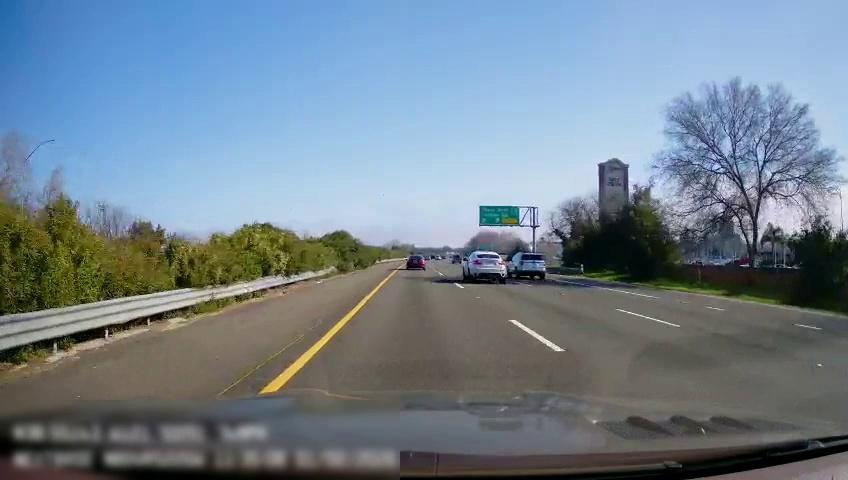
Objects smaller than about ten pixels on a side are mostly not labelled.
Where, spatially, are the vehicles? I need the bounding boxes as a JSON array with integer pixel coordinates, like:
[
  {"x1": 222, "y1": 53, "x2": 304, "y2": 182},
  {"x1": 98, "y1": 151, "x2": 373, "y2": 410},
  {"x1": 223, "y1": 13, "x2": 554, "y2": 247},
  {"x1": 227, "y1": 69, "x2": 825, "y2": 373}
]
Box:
[
  {"x1": 405, "y1": 255, "x2": 425, "y2": 271},
  {"x1": 463, "y1": 252, "x2": 507, "y2": 285},
  {"x1": 506, "y1": 251, "x2": 546, "y2": 280},
  {"x1": 451, "y1": 255, "x2": 461, "y2": 264}
]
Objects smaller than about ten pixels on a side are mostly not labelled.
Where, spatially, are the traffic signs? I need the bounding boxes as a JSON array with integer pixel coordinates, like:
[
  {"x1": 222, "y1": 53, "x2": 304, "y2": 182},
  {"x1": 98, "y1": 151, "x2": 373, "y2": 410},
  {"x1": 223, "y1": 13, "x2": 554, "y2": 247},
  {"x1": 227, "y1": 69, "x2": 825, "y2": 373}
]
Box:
[{"x1": 479, "y1": 205, "x2": 520, "y2": 226}]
